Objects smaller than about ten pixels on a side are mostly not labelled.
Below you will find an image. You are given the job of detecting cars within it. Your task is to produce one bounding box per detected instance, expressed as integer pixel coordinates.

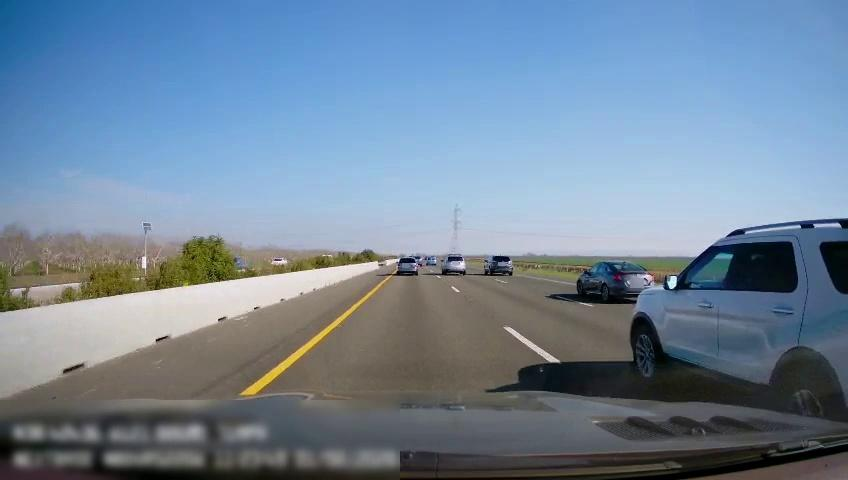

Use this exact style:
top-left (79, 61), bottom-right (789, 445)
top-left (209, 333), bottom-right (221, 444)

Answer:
top-left (270, 257), bottom-right (288, 266)
top-left (577, 259), bottom-right (656, 300)
top-left (396, 257), bottom-right (418, 276)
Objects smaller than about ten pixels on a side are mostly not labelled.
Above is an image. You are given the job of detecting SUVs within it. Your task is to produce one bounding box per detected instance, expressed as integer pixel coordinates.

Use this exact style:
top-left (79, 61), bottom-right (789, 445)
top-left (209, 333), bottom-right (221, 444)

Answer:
top-left (440, 254), bottom-right (466, 275)
top-left (630, 219), bottom-right (848, 424)
top-left (482, 254), bottom-right (515, 277)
